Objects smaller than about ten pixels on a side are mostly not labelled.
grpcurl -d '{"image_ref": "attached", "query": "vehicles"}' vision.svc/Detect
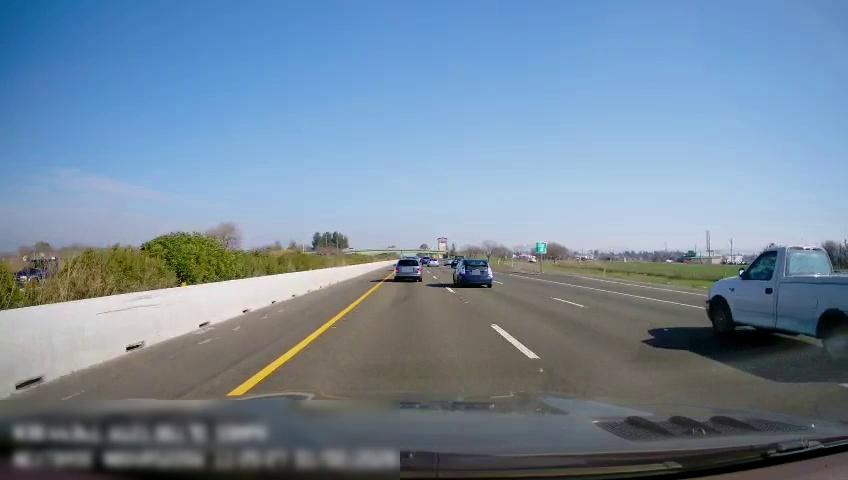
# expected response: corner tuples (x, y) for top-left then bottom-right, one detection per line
(451, 258), (493, 289)
(426, 258), (439, 268)
(12, 256), (61, 289)
(421, 256), (432, 265)
(392, 258), (423, 283)
(704, 246), (848, 372)
(451, 255), (467, 269)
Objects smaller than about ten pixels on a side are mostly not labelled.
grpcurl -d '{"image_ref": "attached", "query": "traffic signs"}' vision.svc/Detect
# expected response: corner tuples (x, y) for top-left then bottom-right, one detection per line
(536, 242), (547, 254)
